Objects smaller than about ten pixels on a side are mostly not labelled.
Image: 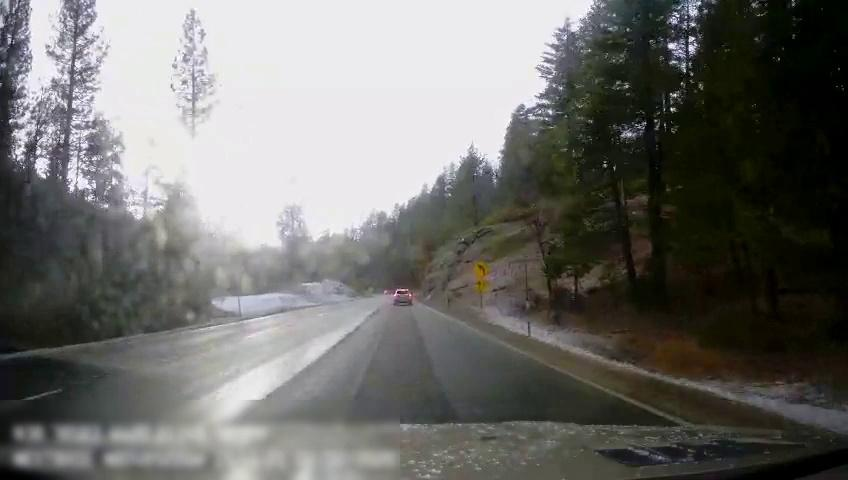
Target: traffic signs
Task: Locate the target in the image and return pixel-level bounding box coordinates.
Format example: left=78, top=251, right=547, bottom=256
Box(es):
left=473, top=260, right=491, bottom=279
left=476, top=280, right=487, bottom=292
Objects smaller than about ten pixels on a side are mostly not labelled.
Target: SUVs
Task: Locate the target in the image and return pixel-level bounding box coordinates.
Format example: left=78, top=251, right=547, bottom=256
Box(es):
left=392, top=288, right=413, bottom=305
